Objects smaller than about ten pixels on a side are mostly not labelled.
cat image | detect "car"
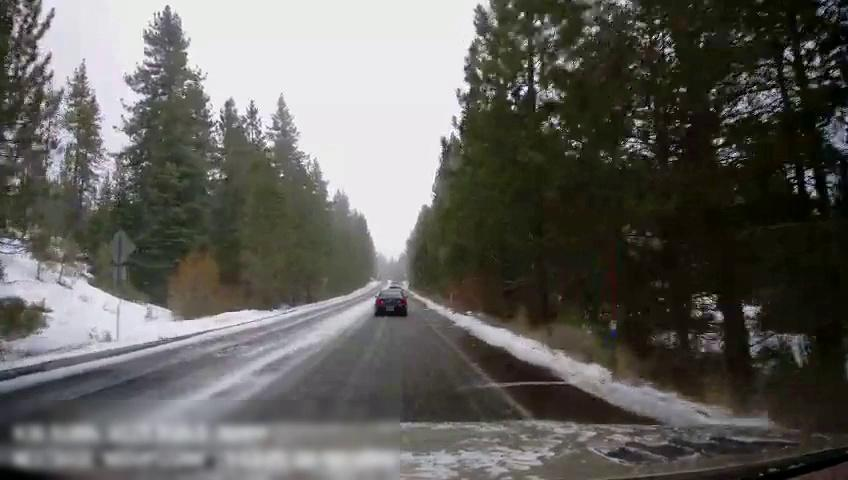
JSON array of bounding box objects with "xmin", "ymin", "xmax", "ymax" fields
[{"xmin": 374, "ymin": 288, "xmax": 409, "ymax": 318}]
